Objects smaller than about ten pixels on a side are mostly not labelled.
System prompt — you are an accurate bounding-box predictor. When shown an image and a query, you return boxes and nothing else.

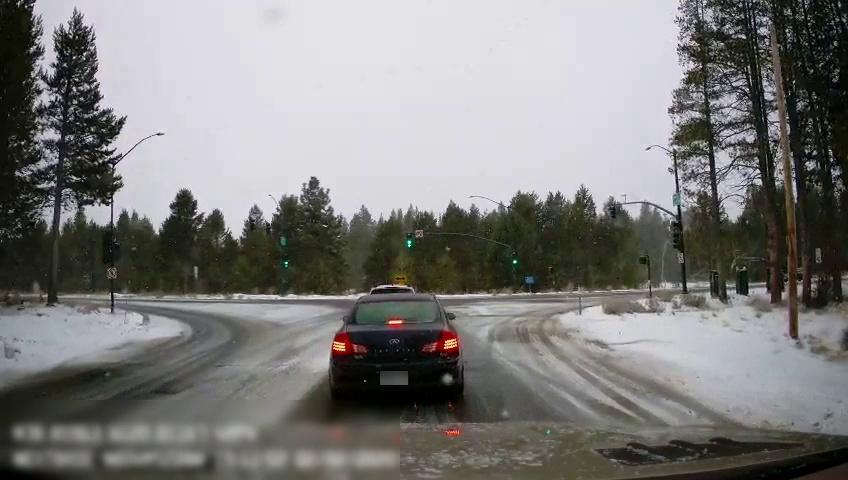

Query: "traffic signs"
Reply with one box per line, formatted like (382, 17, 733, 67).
(393, 275, 407, 282)
(672, 194, 681, 205)
(678, 253, 684, 264)
(107, 268, 117, 279)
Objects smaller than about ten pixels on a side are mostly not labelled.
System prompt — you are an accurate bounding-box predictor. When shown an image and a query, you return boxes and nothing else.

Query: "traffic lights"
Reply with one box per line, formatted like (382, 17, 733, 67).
(283, 255, 289, 269)
(406, 233, 413, 248)
(265, 223, 271, 235)
(112, 242, 120, 260)
(511, 251, 518, 265)
(249, 218, 256, 231)
(610, 204, 617, 219)
(672, 232, 681, 250)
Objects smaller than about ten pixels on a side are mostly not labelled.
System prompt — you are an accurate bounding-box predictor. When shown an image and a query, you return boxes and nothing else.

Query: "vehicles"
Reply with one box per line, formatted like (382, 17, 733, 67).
(783, 268, 810, 283)
(369, 284, 416, 295)
(329, 294, 464, 405)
